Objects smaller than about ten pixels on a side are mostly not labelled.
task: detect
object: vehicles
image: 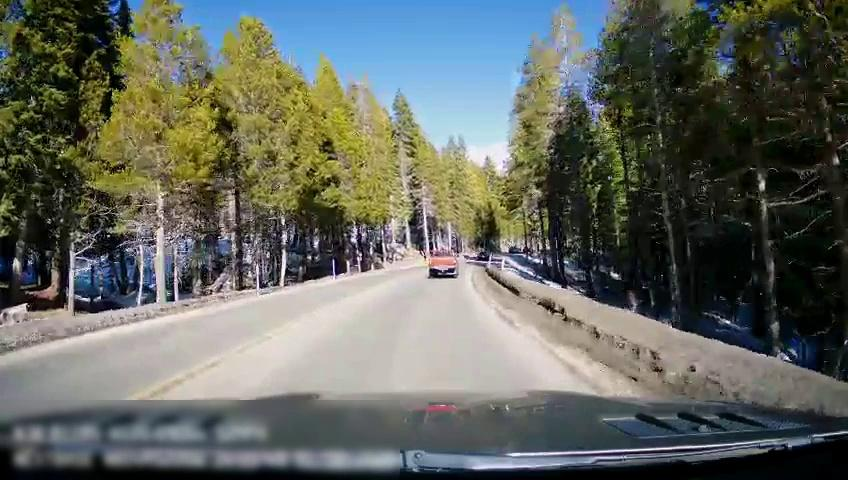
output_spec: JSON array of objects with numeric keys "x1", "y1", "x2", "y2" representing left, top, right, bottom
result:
[
  {"x1": 477, "y1": 251, "x2": 490, "y2": 261},
  {"x1": 428, "y1": 250, "x2": 458, "y2": 278}
]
